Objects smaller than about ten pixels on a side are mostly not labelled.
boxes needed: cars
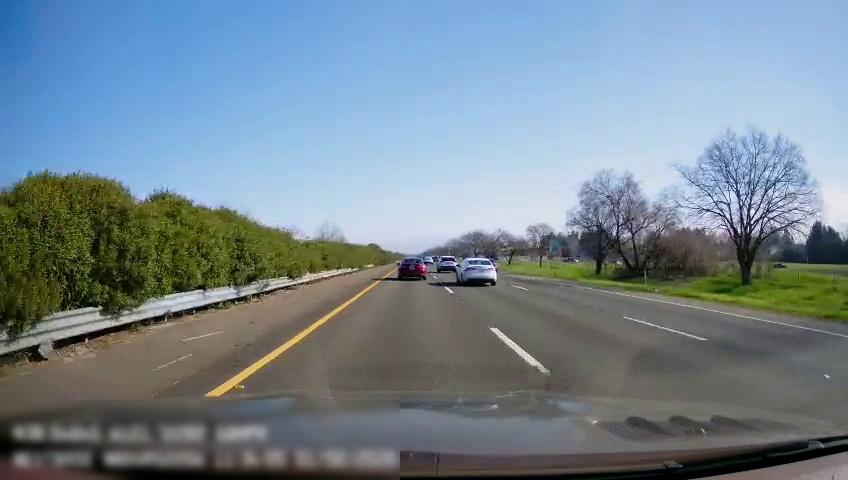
[454,257,497,286]
[435,256,457,273]
[394,258,427,281]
